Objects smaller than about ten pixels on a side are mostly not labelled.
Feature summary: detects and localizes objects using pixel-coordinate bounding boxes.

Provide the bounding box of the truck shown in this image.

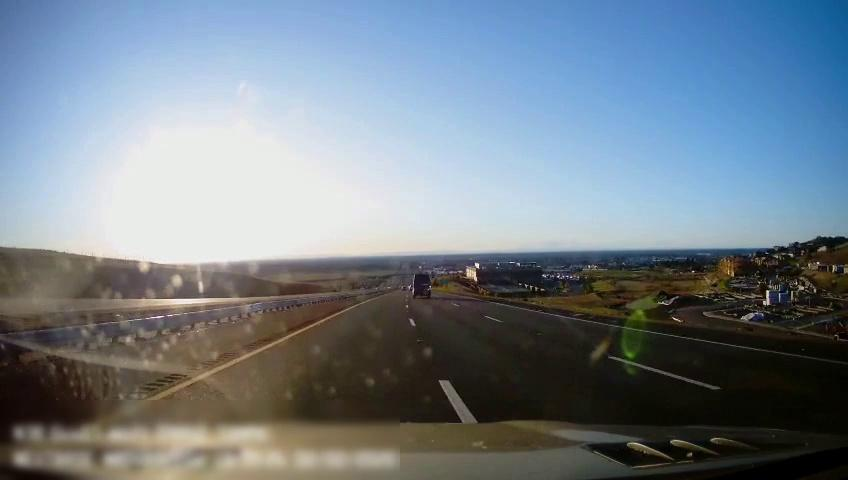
[413,274,431,299]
